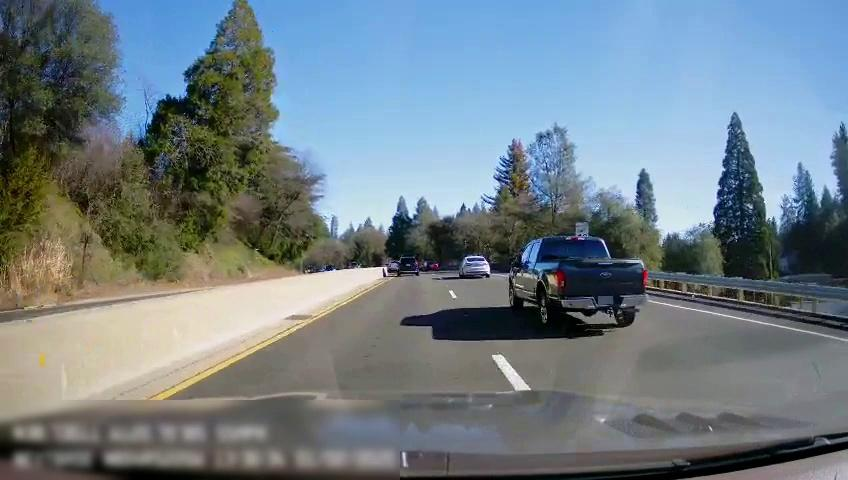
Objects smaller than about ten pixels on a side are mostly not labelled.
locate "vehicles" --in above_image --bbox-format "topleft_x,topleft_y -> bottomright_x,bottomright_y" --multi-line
427,262 -> 439,272
508,236 -> 649,332
459,255 -> 490,279
397,257 -> 420,276
386,259 -> 399,273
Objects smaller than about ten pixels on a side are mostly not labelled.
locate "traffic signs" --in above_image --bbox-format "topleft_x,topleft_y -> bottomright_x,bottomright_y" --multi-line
575,222 -> 590,240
